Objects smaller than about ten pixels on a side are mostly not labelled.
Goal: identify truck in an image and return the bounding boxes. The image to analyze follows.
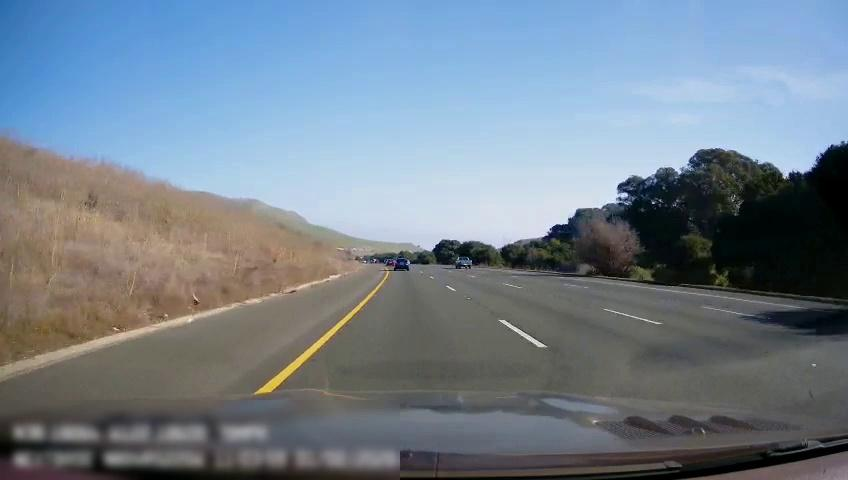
[455,256,473,270]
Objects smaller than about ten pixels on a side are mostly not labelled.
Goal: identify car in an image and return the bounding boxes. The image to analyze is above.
[393,258,410,271]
